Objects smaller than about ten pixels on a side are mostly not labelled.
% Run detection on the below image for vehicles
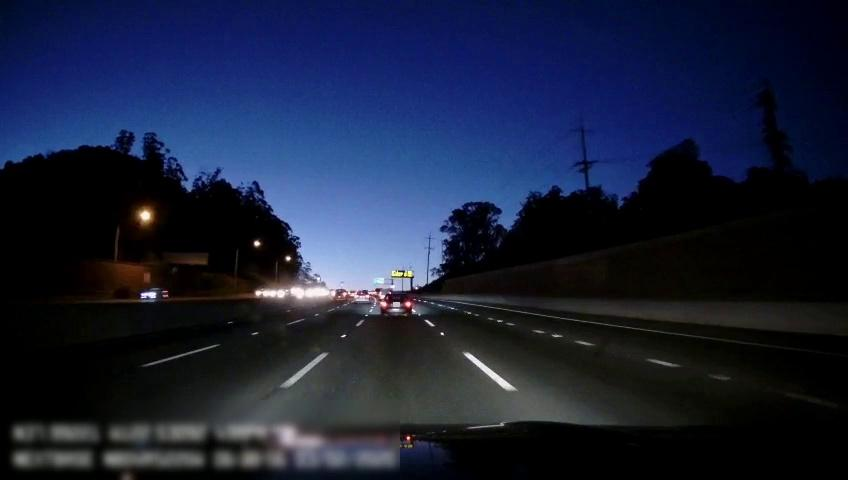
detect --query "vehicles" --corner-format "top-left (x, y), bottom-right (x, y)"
top-left (140, 288), bottom-right (168, 300)
top-left (354, 290), bottom-right (372, 305)
top-left (378, 289), bottom-right (392, 299)
top-left (255, 288), bottom-right (271, 297)
top-left (378, 292), bottom-right (413, 322)
top-left (332, 289), bottom-right (349, 303)
top-left (271, 288), bottom-right (290, 298)
top-left (373, 286), bottom-right (383, 295)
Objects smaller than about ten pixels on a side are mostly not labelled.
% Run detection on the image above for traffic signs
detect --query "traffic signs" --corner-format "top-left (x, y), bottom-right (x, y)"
top-left (374, 277), bottom-right (385, 284)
